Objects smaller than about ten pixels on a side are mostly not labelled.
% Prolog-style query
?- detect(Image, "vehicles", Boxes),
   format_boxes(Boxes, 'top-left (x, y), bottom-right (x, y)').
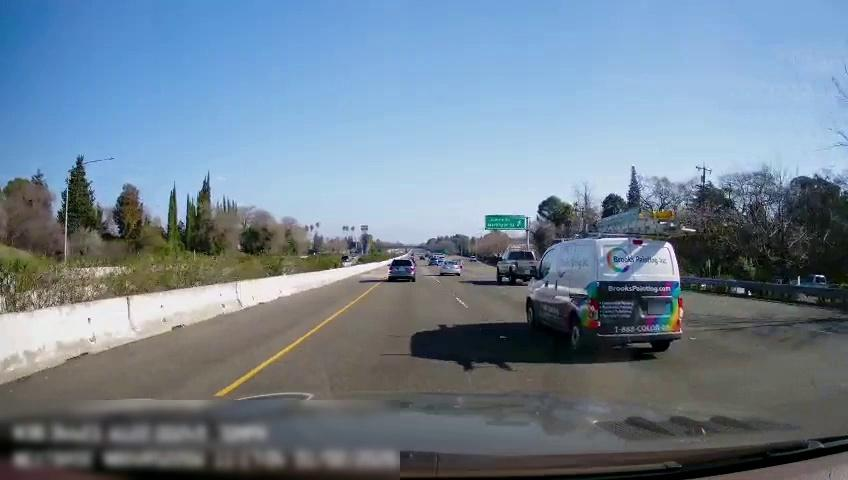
top-left (522, 236), bottom-right (683, 358)
top-left (496, 252), bottom-right (540, 284)
top-left (387, 259), bottom-right (416, 283)
top-left (428, 257), bottom-right (439, 265)
top-left (439, 257), bottom-right (461, 277)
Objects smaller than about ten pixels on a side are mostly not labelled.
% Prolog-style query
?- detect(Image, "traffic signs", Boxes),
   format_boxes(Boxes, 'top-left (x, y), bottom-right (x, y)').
top-left (485, 215), bottom-right (528, 230)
